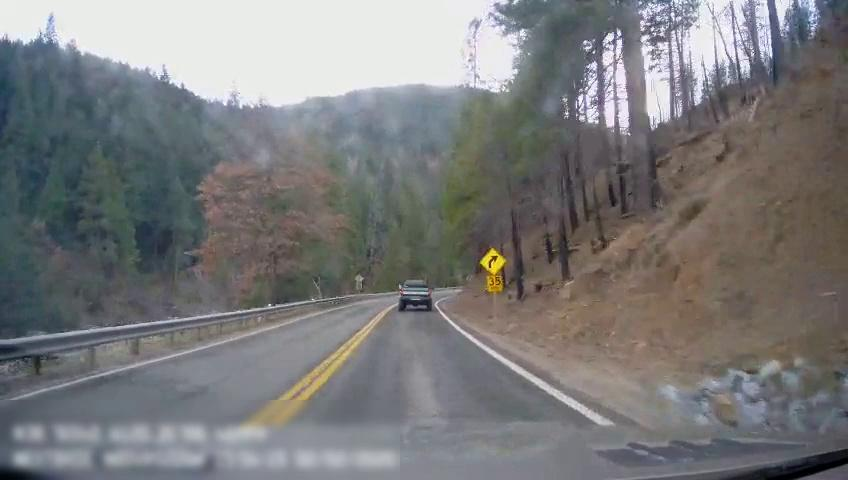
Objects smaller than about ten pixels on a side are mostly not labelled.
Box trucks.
[399,280,432,312]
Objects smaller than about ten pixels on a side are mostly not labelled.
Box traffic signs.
[479,247,507,275]
[486,275,503,292]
